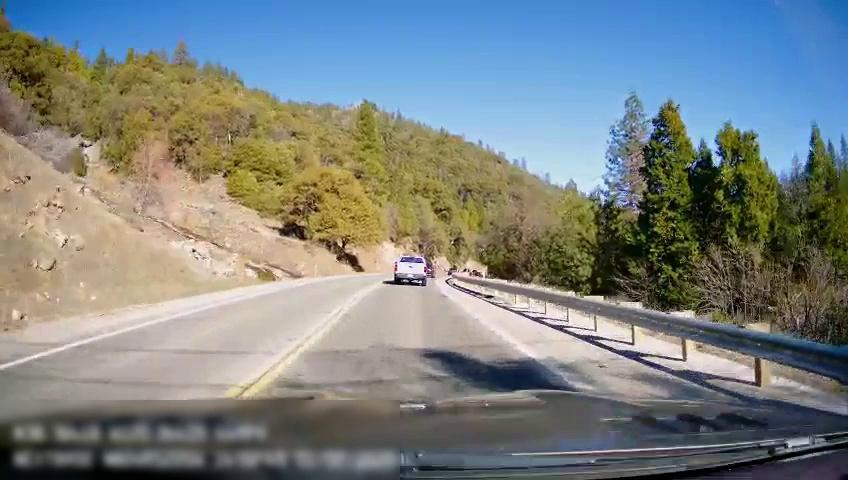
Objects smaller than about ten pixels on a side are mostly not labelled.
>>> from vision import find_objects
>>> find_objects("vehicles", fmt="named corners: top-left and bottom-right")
top-left (426, 263), bottom-right (435, 278)
top-left (392, 255), bottom-right (427, 286)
